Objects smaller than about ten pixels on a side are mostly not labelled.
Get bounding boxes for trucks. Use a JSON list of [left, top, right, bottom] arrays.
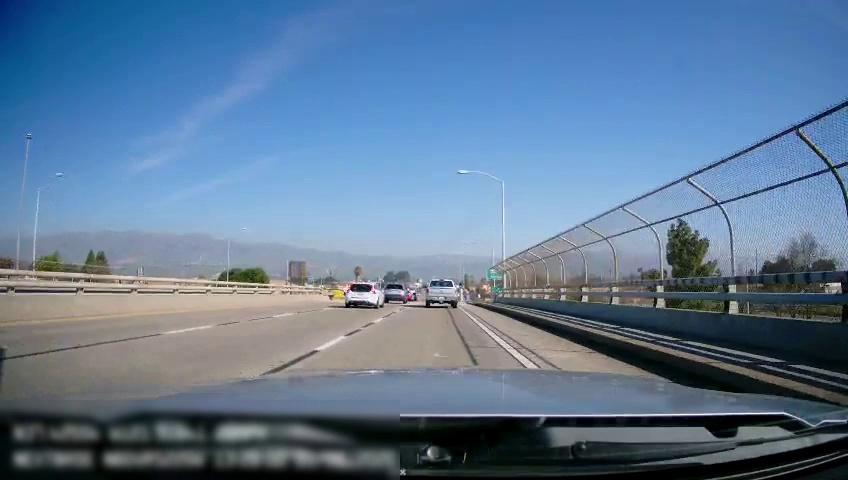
[[422, 280, 457, 309]]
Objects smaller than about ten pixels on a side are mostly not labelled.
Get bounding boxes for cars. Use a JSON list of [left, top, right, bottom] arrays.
[[407, 288, 417, 302]]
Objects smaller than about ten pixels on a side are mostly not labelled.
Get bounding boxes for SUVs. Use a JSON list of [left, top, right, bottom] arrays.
[[345, 281, 384, 309], [384, 283, 410, 304]]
